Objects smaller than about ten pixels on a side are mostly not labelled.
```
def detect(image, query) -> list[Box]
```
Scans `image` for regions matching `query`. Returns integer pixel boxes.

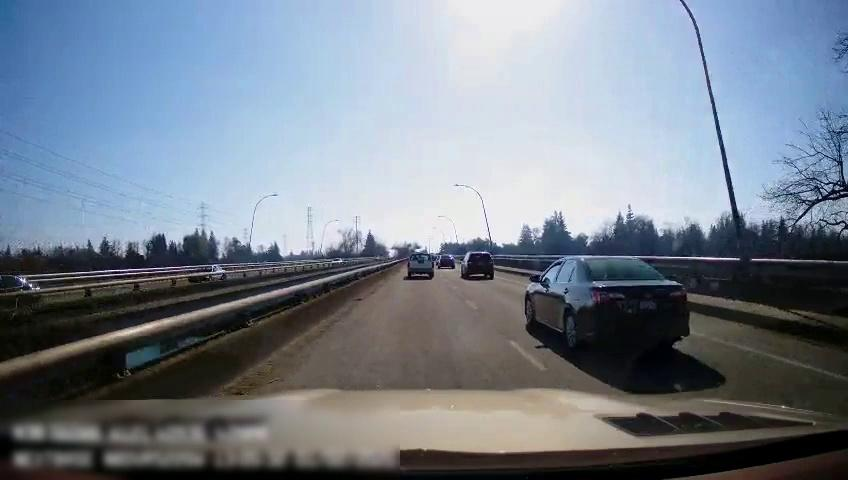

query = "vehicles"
[0,273,42,306]
[437,253,455,270]
[331,257,346,263]
[522,254,692,354]
[459,250,494,280]
[407,252,435,280]
[435,255,440,266]
[191,264,226,282]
